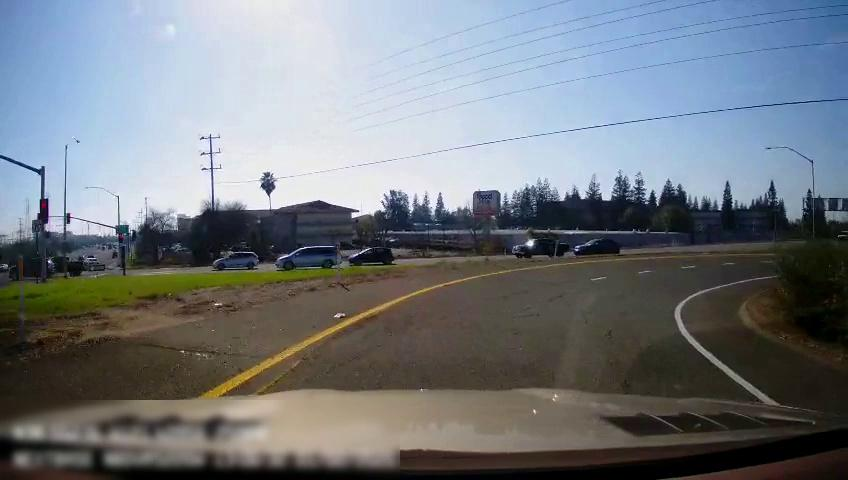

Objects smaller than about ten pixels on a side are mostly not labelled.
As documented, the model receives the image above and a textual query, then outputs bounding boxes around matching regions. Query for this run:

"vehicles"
[52,256,85,273]
[276,246,338,270]
[212,252,259,270]
[347,247,393,266]
[9,256,55,280]
[511,238,569,258]
[574,238,619,256]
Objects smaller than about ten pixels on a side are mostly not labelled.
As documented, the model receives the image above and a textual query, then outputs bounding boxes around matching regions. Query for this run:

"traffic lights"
[66,213,70,225]
[119,233,124,244]
[39,198,49,224]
